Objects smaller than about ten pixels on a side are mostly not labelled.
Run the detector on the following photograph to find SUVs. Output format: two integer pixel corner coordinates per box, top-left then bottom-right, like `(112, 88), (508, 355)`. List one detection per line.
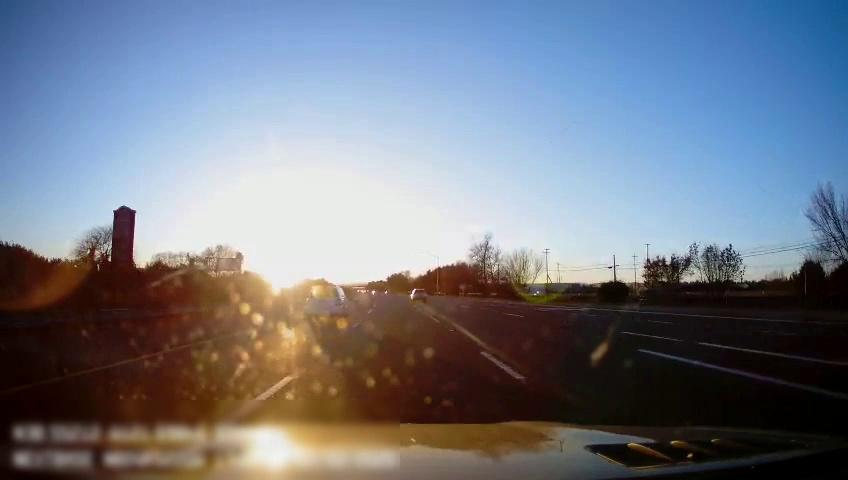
(302, 284), (351, 323)
(411, 288), (428, 302)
